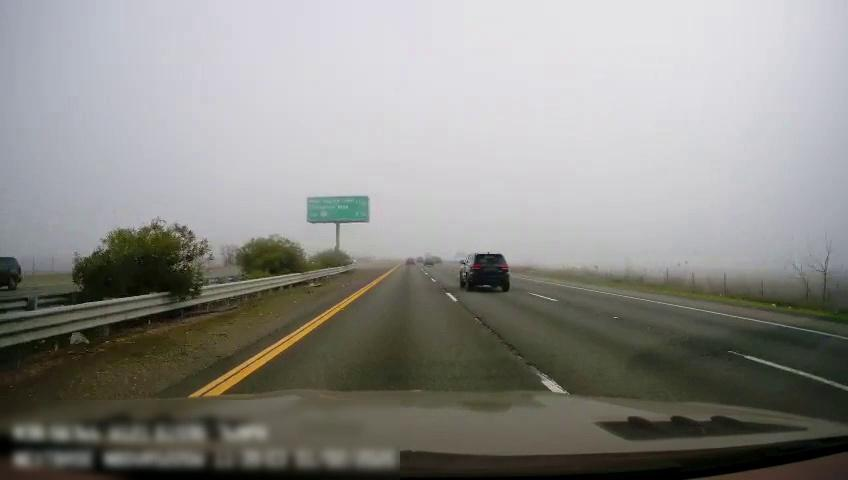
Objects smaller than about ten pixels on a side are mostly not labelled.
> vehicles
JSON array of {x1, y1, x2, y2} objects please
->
[
  {"x1": 423, "y1": 257, "x2": 435, "y2": 266},
  {"x1": 0, "y1": 256, "x2": 23, "y2": 290},
  {"x1": 458, "y1": 251, "x2": 511, "y2": 293},
  {"x1": 405, "y1": 257, "x2": 416, "y2": 265}
]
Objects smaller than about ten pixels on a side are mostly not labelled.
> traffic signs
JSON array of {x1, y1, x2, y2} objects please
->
[{"x1": 305, "y1": 194, "x2": 371, "y2": 224}]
